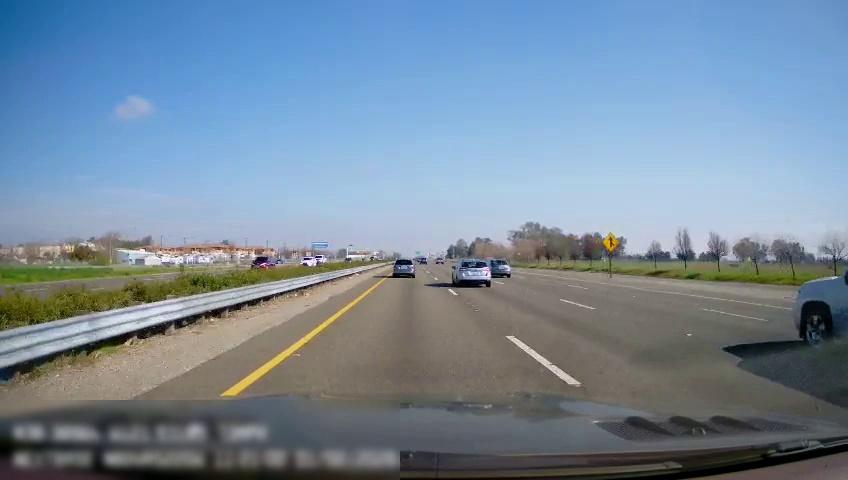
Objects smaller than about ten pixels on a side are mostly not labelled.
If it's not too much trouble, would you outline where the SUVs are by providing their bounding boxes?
[792,271,848,361]
[391,258,416,279]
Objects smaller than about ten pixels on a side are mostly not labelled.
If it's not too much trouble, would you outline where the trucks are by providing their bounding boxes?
[314,254,328,265]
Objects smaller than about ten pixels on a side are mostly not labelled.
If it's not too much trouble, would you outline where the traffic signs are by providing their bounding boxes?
[602,232,620,252]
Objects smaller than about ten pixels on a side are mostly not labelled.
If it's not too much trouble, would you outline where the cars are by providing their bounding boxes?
[300,256,319,268]
[485,258,511,278]
[451,258,492,288]
[250,256,277,272]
